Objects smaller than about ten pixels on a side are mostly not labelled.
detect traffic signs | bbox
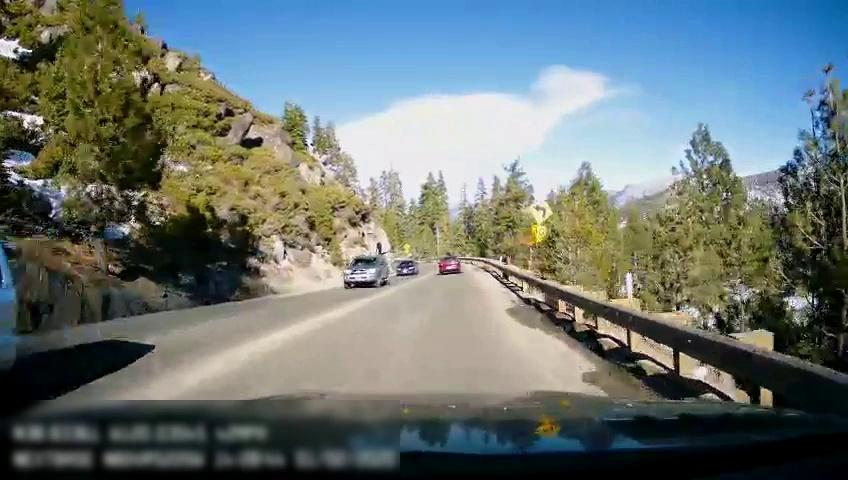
[528,200,552,224]
[531,224,549,242]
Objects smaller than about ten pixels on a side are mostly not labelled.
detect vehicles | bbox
[344,255,389,289]
[0,244,20,376]
[437,255,463,275]
[396,259,418,277]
